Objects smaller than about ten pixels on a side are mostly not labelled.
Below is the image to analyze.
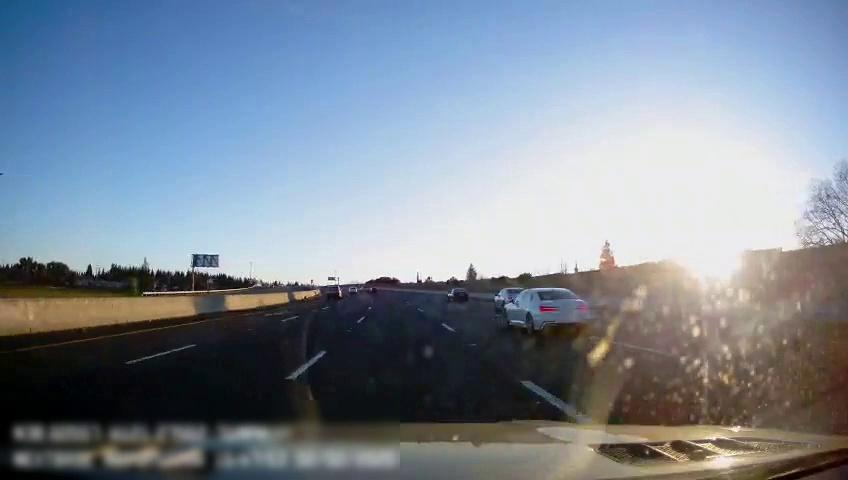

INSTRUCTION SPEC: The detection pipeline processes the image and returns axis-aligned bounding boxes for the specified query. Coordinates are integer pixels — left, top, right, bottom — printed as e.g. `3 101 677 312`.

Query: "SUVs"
326 286 341 299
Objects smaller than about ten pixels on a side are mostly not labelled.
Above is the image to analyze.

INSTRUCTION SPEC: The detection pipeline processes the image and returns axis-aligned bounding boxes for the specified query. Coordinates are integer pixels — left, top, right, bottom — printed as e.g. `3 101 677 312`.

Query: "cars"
493 288 524 315
448 288 468 302
500 288 591 337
